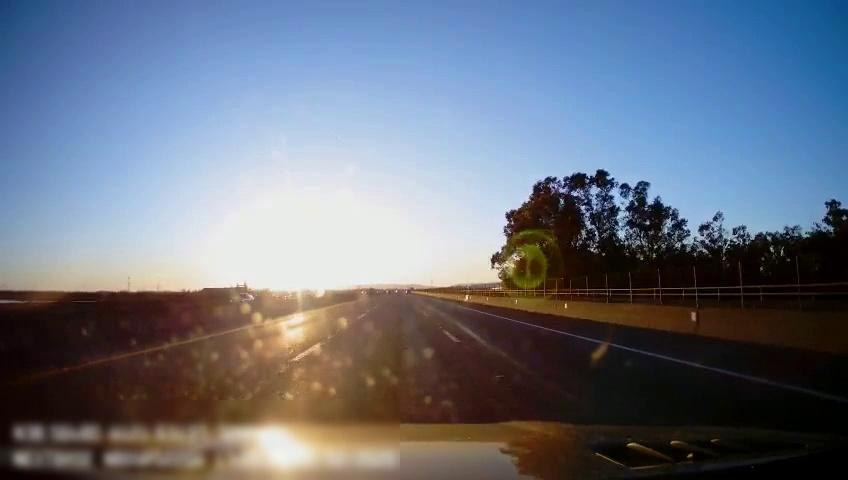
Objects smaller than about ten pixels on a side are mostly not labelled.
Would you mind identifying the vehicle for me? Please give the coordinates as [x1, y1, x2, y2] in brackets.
[224, 292, 254, 305]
